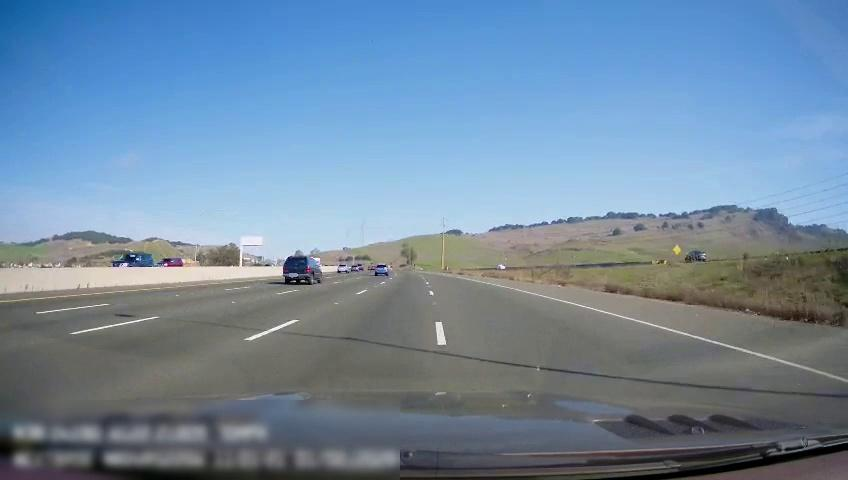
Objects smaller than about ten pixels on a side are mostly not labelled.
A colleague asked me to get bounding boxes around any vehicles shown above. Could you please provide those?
[282,254,323,285]
[374,264,389,277]
[683,250,708,263]
[496,264,506,270]
[336,264,350,274]
[110,252,154,268]
[153,257,184,268]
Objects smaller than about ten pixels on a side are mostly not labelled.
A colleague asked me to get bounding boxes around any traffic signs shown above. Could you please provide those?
[671,244,683,256]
